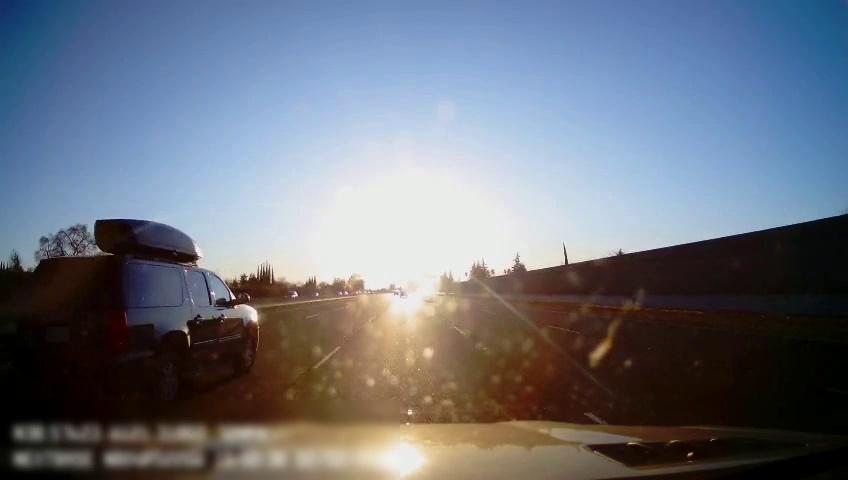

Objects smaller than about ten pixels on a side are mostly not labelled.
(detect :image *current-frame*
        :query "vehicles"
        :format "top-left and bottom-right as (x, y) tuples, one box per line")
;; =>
(13, 217), (261, 412)
(284, 290), (299, 299)
(399, 289), (408, 298)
